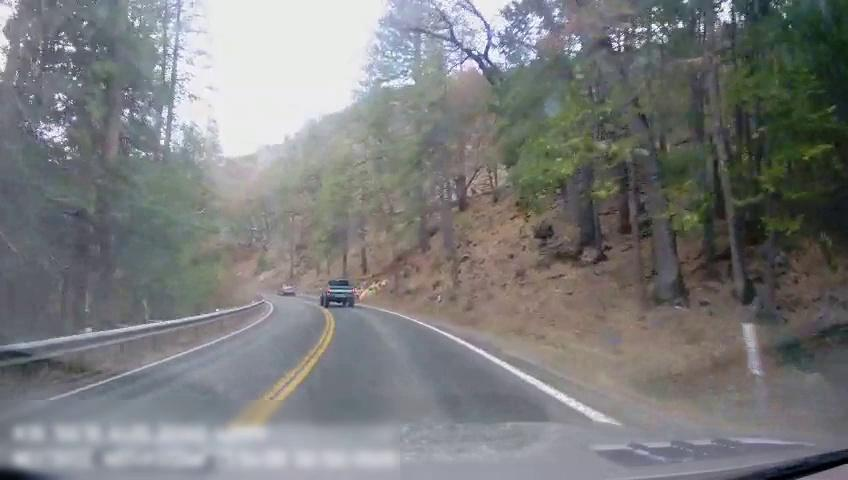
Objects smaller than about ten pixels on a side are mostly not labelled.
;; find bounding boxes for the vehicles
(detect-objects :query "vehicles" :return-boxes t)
[318,278,354,309]
[280,284,296,296]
